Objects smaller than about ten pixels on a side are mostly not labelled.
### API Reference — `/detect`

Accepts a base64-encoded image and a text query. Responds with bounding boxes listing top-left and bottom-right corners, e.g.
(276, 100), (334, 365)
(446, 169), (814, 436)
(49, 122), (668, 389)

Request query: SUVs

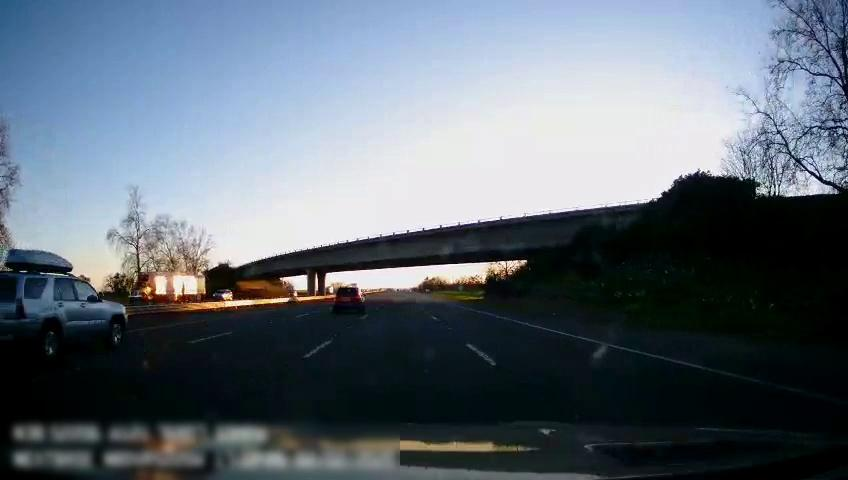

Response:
(333, 286), (367, 313)
(212, 289), (233, 301)
(0, 248), (129, 363)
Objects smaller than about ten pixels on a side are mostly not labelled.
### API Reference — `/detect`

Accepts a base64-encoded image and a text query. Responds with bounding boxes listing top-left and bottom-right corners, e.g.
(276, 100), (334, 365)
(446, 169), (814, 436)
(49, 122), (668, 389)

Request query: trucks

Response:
(128, 272), (206, 305)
